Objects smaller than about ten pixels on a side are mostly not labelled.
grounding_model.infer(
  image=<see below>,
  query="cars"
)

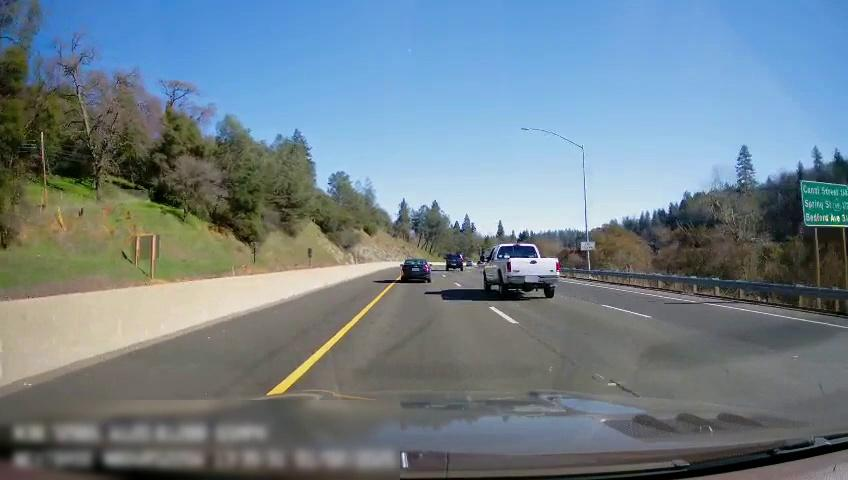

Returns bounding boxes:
[399,256,432,282]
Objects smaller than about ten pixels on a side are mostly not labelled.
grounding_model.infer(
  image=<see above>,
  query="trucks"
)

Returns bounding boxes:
[479,243,560,299]
[443,252,465,273]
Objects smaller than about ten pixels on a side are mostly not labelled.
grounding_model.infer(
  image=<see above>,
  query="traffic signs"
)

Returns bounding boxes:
[799,179,848,229]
